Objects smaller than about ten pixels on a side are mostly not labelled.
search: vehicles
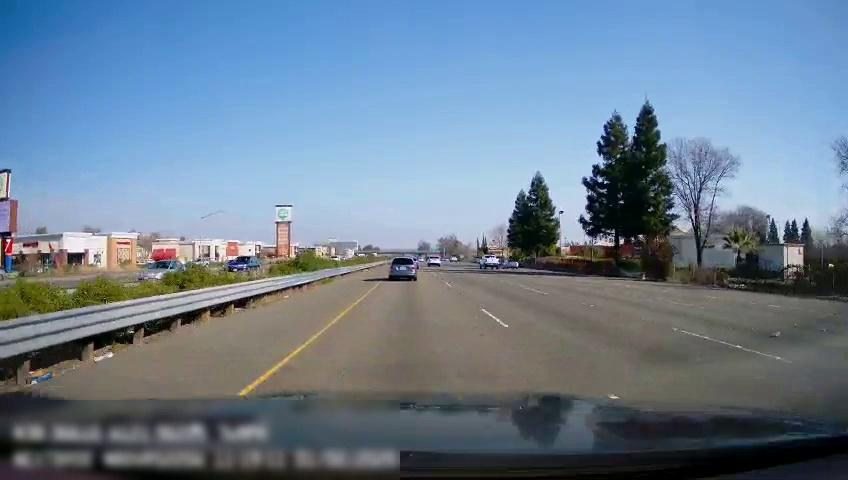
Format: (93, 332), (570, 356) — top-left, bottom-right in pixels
(136, 260), (186, 281)
(411, 257), (419, 269)
(450, 256), (458, 263)
(427, 255), (441, 268)
(479, 254), (500, 269)
(502, 259), (519, 269)
(388, 257), (417, 280)
(228, 255), (261, 273)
